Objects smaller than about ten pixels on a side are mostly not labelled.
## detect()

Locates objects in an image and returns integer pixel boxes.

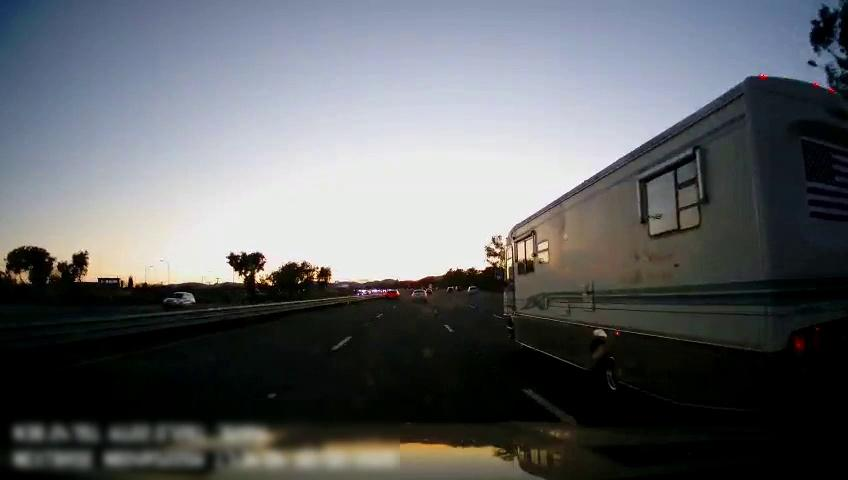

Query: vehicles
[495,74,848,413]
[466,286,479,295]
[385,289,401,300]
[411,289,428,303]
[163,292,196,310]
